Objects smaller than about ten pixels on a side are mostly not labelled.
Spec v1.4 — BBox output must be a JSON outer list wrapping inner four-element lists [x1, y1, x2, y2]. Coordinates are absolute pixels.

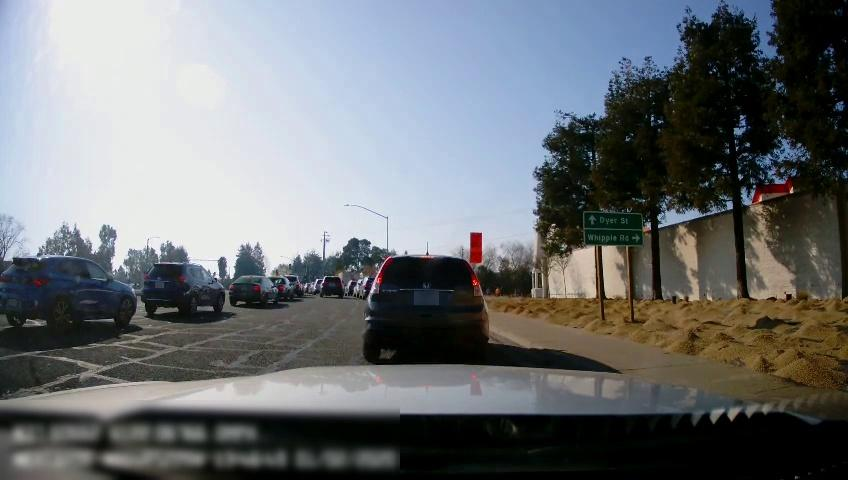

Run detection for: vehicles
[[312, 278, 323, 294], [339, 271, 358, 282], [365, 254, 490, 365], [267, 276, 296, 301], [0, 256, 137, 338], [140, 261, 226, 319], [351, 279, 364, 297], [228, 275, 281, 307], [359, 276, 376, 300], [345, 279, 356, 296], [318, 275, 345, 299], [285, 275, 304, 298]]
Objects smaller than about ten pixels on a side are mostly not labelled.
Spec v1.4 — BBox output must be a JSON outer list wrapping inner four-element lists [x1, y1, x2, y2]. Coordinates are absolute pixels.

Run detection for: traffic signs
[[470, 231, 484, 264], [587, 211, 649, 246]]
